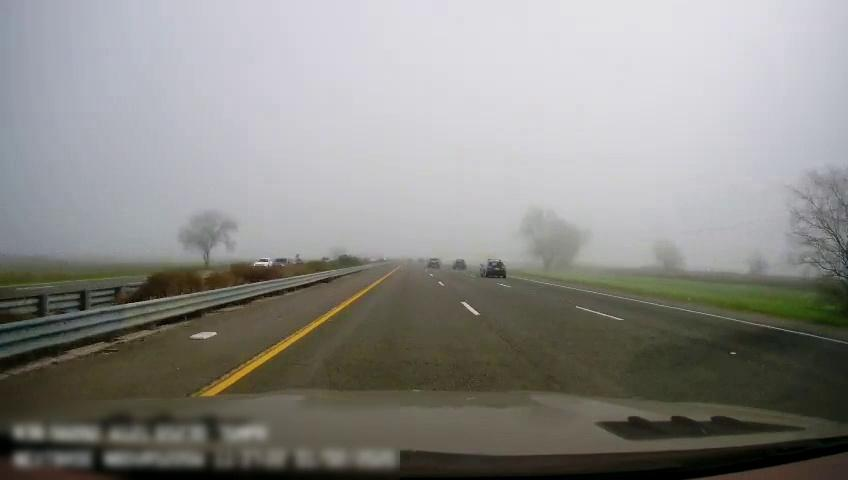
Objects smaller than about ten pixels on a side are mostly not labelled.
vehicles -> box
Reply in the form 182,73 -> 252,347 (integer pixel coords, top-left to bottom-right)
273,257 -> 291,267
451,259 -> 467,270
479,259 -> 507,279
253,258 -> 274,268
427,257 -> 441,269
